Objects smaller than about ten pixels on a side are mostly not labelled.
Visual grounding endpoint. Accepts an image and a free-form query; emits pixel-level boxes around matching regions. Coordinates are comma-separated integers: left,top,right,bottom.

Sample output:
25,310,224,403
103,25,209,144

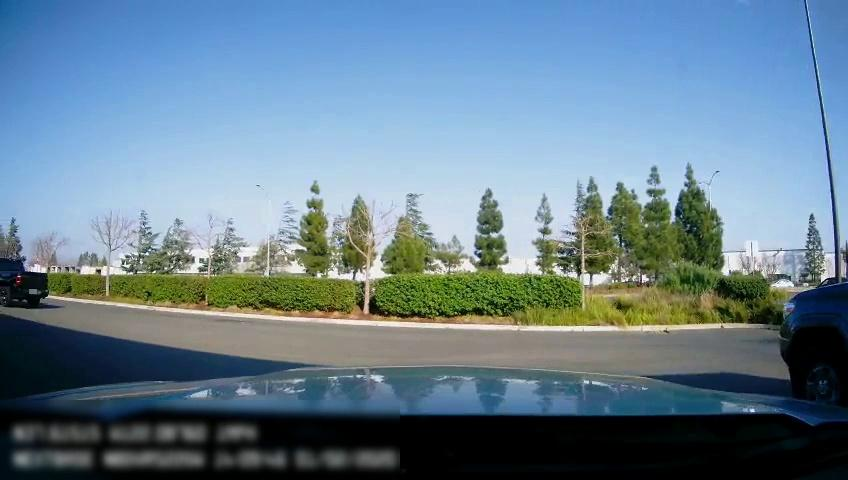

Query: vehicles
0,257,50,309
818,276,848,287
770,278,795,289
777,279,848,404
